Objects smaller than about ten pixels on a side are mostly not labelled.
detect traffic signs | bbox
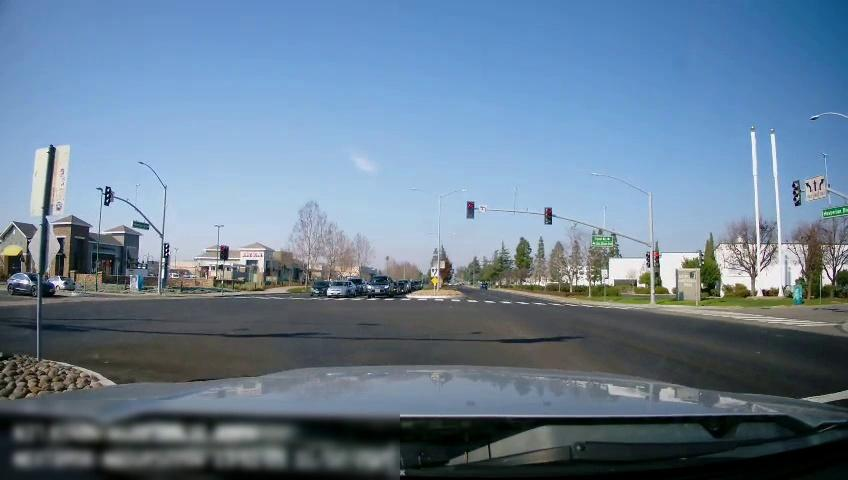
[822,205,848,219]
[591,234,615,247]
[805,175,825,201]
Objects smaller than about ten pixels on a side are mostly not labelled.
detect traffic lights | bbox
[219,248,224,260]
[644,252,650,268]
[163,242,170,259]
[543,206,553,225]
[224,247,229,261]
[652,250,659,266]
[103,186,112,207]
[466,200,475,219]
[791,180,802,207]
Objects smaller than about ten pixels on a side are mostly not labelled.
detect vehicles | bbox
[312,281,332,296]
[394,282,407,299]
[352,281,367,298]
[329,280,360,297]
[49,275,76,291]
[7,272,55,297]
[367,276,395,298]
